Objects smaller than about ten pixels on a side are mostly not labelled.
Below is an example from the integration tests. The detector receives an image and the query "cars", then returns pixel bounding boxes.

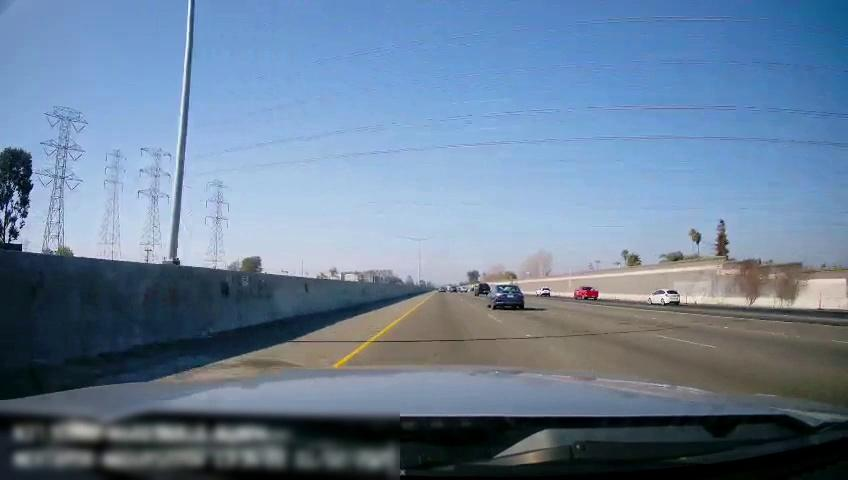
[488,284,525,310]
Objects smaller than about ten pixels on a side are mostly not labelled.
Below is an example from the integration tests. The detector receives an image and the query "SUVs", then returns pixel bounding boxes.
[648,288,681,306]
[536,287,551,296]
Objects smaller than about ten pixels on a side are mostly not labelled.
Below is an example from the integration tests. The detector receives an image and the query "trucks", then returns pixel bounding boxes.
[574,286,599,300]
[474,284,490,297]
